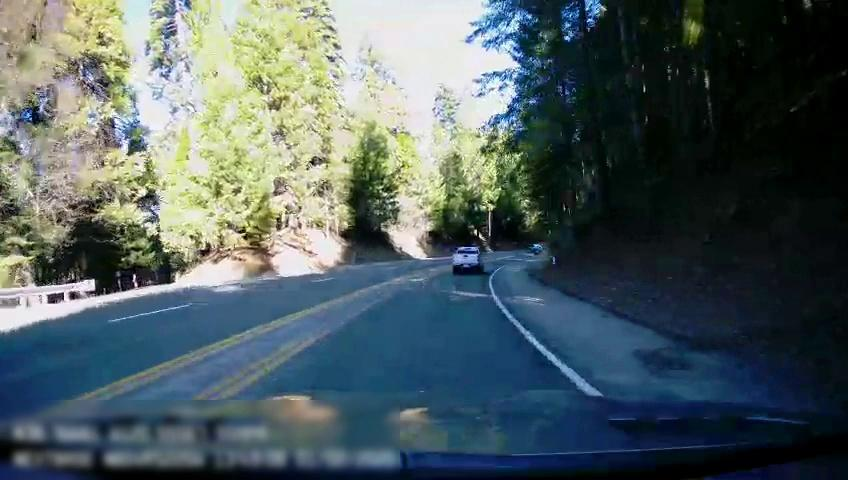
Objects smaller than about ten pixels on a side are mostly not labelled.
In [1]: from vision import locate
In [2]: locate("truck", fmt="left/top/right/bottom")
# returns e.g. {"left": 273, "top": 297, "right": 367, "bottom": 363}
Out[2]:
{"left": 451, "top": 246, "right": 483, "bottom": 275}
